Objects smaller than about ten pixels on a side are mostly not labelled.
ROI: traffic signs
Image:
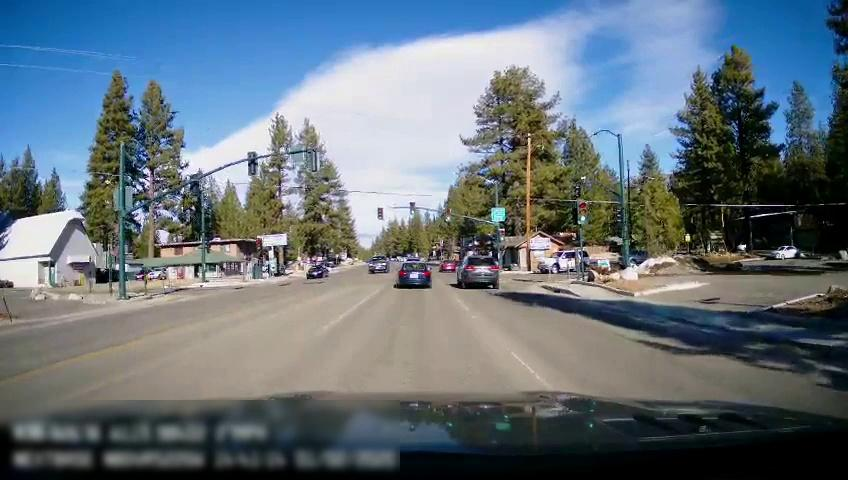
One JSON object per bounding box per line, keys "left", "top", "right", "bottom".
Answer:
{"left": 491, "top": 207, "right": 507, "bottom": 223}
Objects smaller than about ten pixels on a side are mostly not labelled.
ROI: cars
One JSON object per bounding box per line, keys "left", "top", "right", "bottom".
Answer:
{"left": 136, "top": 268, "right": 152, "bottom": 280}
{"left": 440, "top": 258, "right": 458, "bottom": 273}
{"left": 768, "top": 246, "right": 799, "bottom": 259}
{"left": 398, "top": 258, "right": 433, "bottom": 289}
{"left": 307, "top": 263, "right": 328, "bottom": 279}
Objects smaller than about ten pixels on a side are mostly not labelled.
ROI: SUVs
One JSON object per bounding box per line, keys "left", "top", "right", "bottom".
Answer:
{"left": 457, "top": 255, "right": 500, "bottom": 291}
{"left": 537, "top": 248, "right": 592, "bottom": 274}
{"left": 146, "top": 266, "right": 169, "bottom": 281}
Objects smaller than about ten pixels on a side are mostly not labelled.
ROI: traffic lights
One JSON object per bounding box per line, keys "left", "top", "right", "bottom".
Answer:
{"left": 247, "top": 152, "right": 258, "bottom": 175}
{"left": 377, "top": 208, "right": 385, "bottom": 222}
{"left": 578, "top": 200, "right": 591, "bottom": 225}
{"left": 615, "top": 205, "right": 624, "bottom": 224}
{"left": 409, "top": 202, "right": 416, "bottom": 216}
{"left": 188, "top": 175, "right": 200, "bottom": 196}
{"left": 311, "top": 148, "right": 321, "bottom": 173}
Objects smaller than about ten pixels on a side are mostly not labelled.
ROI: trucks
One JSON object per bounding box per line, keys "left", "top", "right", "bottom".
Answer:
{"left": 367, "top": 256, "right": 389, "bottom": 274}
